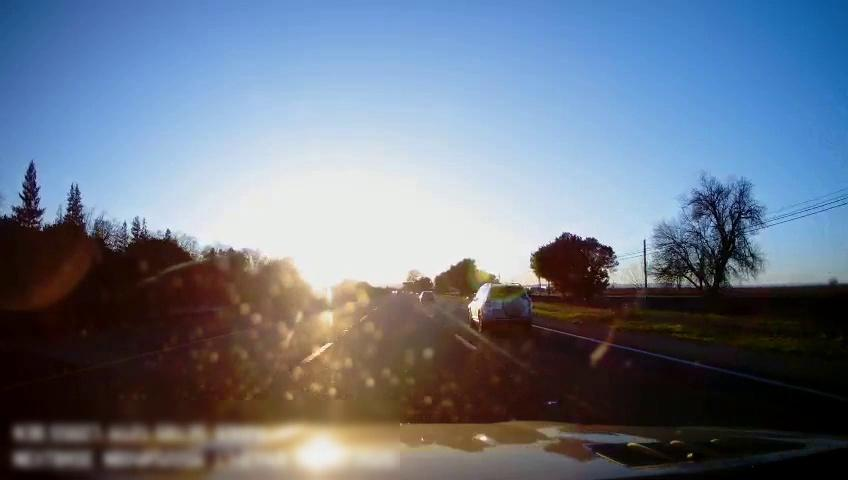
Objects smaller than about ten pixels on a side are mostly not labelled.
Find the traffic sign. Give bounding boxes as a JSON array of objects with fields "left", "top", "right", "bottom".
[{"left": 402, "top": 282, "right": 413, "bottom": 286}]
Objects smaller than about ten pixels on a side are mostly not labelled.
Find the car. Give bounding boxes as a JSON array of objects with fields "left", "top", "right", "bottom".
[{"left": 419, "top": 290, "right": 434, "bottom": 303}]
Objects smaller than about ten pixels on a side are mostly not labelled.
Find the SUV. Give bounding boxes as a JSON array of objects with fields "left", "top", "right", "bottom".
[{"left": 467, "top": 283, "right": 533, "bottom": 337}]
